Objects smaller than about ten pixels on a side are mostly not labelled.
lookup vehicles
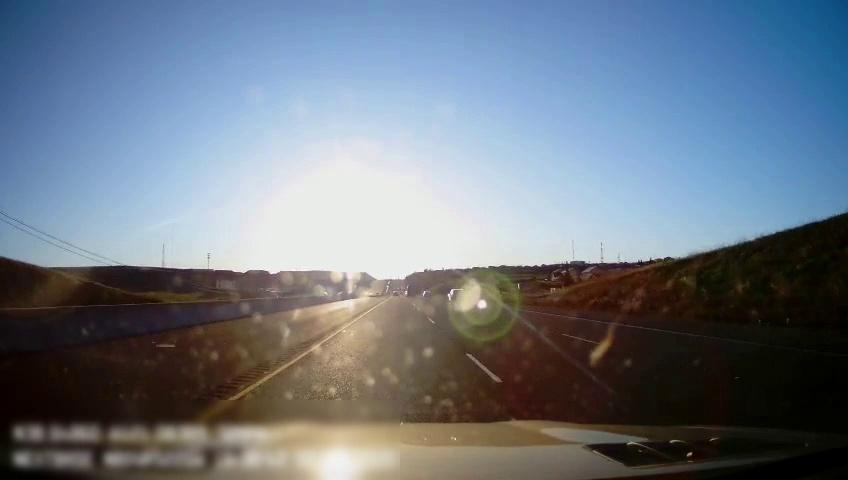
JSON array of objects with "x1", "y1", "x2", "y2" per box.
[
  {"x1": 447, "y1": 288, "x2": 467, "y2": 305},
  {"x1": 407, "y1": 286, "x2": 416, "y2": 297}
]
